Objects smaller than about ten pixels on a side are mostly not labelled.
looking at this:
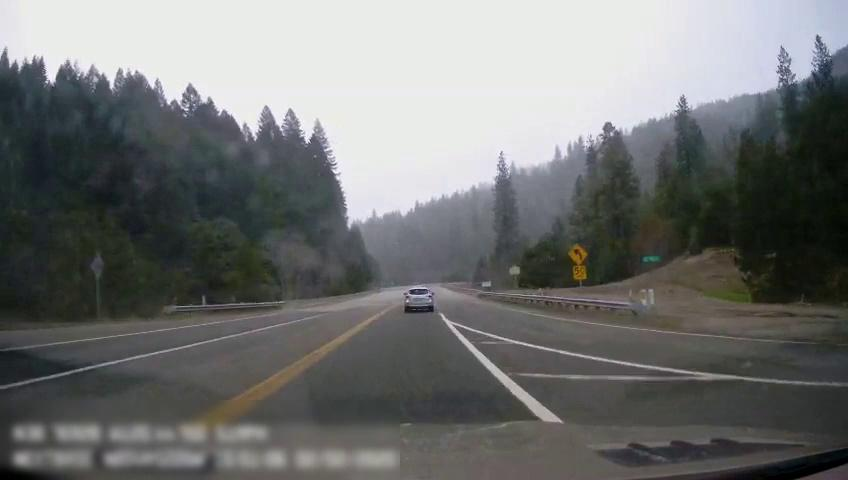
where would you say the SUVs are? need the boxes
[403,287,435,312]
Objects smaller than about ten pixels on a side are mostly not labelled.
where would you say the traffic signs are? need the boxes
[568,244,588,264]
[509,267,520,275]
[573,266,587,280]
